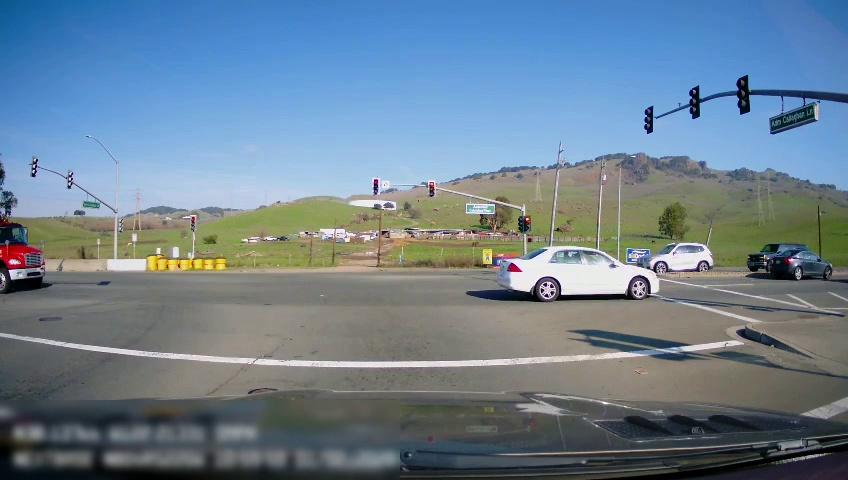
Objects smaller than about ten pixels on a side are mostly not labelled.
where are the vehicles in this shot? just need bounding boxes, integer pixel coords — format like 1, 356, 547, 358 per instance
0, 215, 47, 294
636, 242, 714, 274
495, 245, 662, 303
768, 247, 834, 281
745, 242, 808, 273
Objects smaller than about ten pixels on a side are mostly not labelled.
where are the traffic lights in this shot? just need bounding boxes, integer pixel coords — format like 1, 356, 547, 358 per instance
116, 215, 125, 233
523, 214, 532, 232
426, 178, 437, 197
372, 177, 381, 196
189, 214, 198, 232
517, 215, 525, 232
66, 169, 75, 190
643, 104, 655, 135
687, 84, 702, 120
735, 74, 751, 115
30, 156, 40, 178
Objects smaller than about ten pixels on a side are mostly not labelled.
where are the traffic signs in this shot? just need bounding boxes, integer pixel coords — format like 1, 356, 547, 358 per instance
464, 201, 497, 216
82, 199, 101, 209
768, 100, 821, 135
